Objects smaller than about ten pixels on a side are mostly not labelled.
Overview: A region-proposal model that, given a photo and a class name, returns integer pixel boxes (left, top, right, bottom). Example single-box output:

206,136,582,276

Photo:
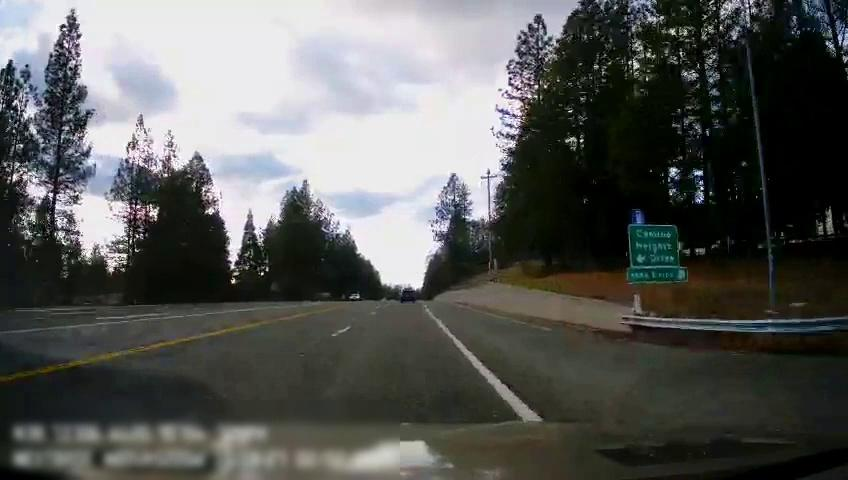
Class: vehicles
400,289,416,304
348,293,362,301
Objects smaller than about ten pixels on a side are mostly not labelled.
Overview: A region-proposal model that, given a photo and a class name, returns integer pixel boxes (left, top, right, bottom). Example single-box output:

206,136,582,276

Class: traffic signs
627,224,679,266
626,266,687,284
